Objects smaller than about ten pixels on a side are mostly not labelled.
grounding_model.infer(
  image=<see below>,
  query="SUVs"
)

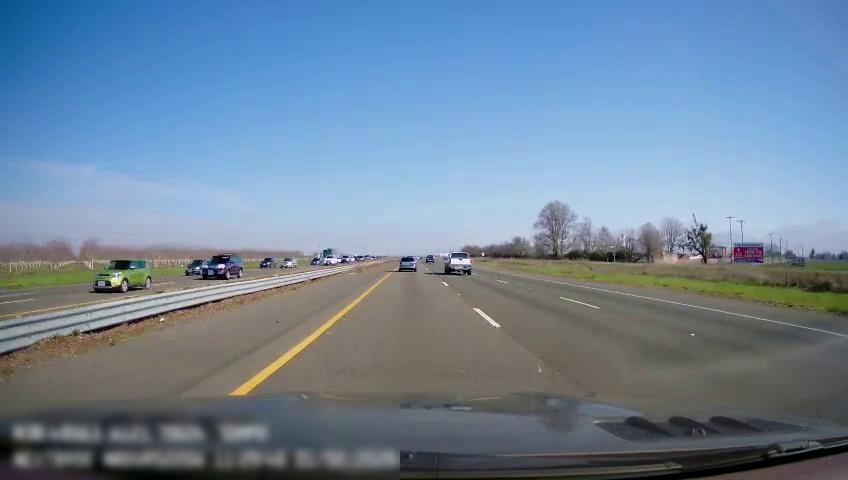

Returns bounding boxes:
[311,257,323,266]
[340,255,352,263]
[202,255,244,280]
[92,259,154,293]
[259,257,279,269]
[398,256,418,273]
[323,254,338,267]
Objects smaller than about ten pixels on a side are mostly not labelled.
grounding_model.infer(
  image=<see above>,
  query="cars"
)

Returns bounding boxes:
[185,259,208,276]
[280,257,297,269]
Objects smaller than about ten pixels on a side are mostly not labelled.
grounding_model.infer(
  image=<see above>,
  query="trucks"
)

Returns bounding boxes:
[442,251,472,275]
